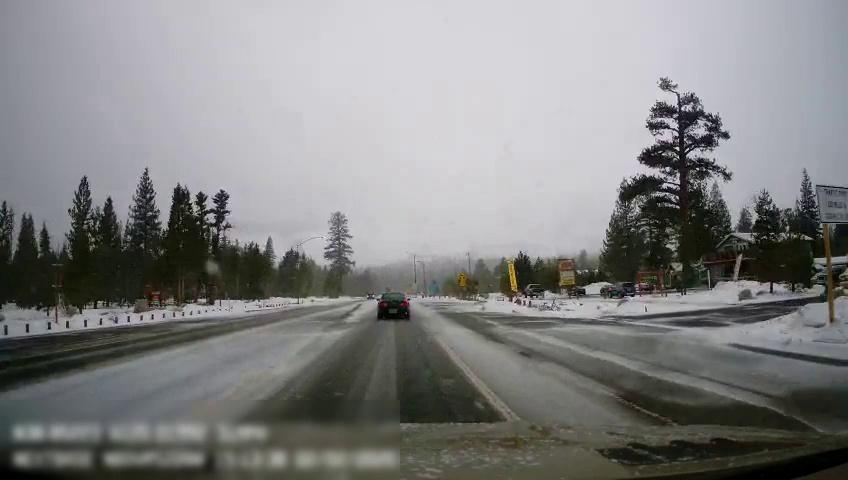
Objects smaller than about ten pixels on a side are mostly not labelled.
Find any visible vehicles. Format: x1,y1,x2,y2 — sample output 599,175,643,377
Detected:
524,283,545,298
600,284,614,295
376,292,411,319
607,282,636,299
838,269,848,283
813,266,848,284
568,286,586,295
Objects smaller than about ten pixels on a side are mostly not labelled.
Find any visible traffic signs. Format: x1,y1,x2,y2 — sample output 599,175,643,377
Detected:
815,184,848,224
